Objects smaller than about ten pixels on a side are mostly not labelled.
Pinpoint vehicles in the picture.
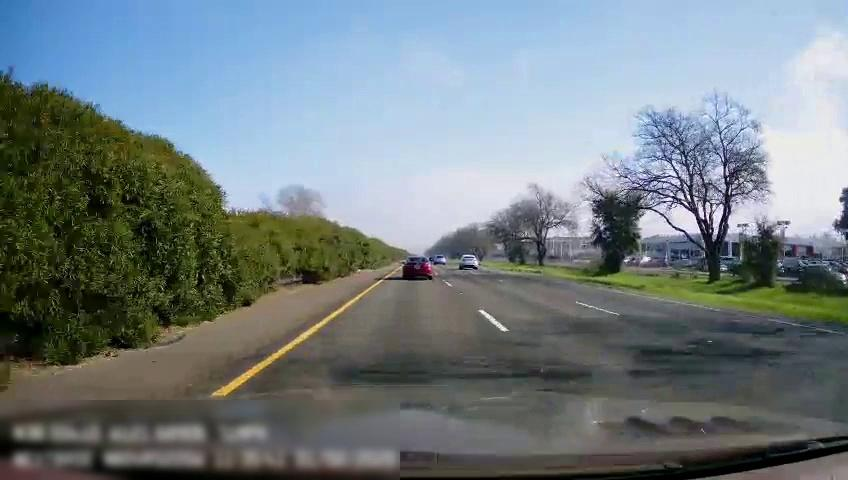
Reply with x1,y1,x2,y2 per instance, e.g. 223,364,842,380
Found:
796,266,847,287
401,255,434,281
459,253,479,270
435,255,447,265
